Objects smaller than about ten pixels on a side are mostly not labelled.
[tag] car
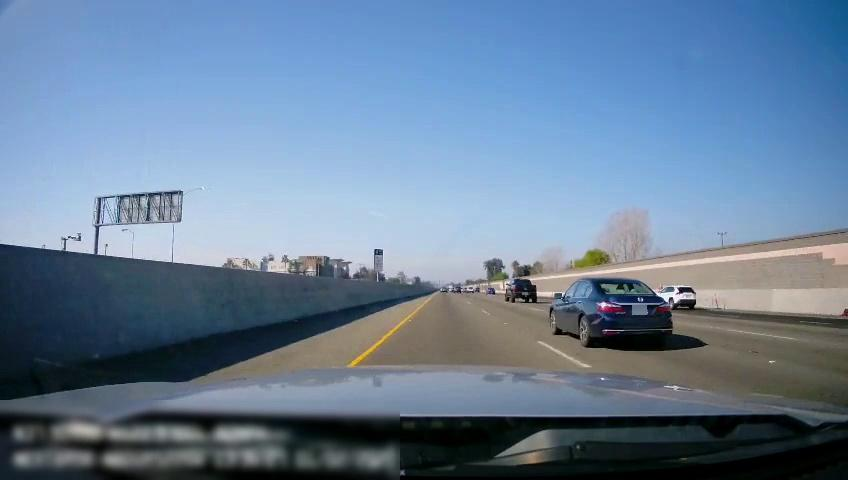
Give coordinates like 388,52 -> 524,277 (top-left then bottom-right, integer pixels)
549,277 -> 673,347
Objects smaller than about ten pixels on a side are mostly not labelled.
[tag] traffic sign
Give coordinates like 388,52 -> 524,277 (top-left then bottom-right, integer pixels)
373,248 -> 384,273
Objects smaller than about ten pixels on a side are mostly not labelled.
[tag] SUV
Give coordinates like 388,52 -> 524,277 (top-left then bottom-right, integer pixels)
656,285 -> 697,311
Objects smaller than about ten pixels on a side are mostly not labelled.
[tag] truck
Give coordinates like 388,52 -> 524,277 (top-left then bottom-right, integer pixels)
505,279 -> 537,303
